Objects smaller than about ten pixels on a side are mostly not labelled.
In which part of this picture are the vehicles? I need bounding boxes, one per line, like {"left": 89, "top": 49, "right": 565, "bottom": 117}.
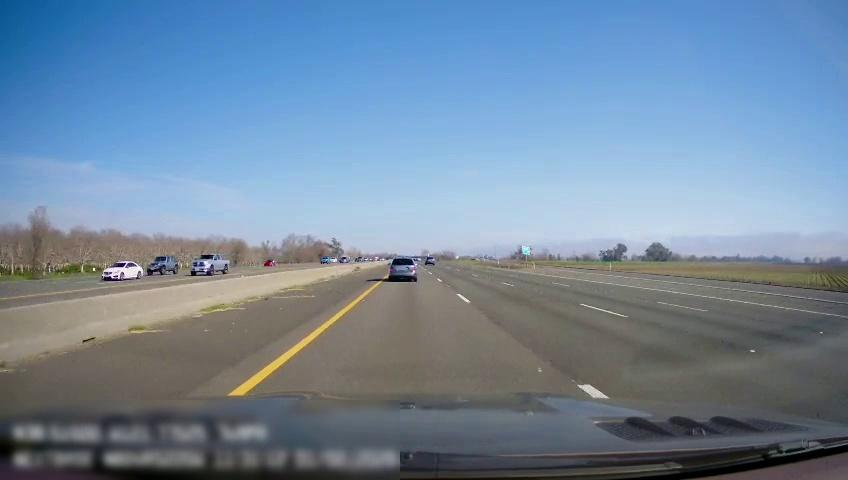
{"left": 320, "top": 256, "right": 332, "bottom": 265}
{"left": 388, "top": 257, "right": 417, "bottom": 282}
{"left": 146, "top": 255, "right": 179, "bottom": 276}
{"left": 264, "top": 258, "right": 277, "bottom": 267}
{"left": 190, "top": 253, "right": 231, "bottom": 276}
{"left": 424, "top": 257, "right": 435, "bottom": 266}
{"left": 101, "top": 261, "right": 143, "bottom": 282}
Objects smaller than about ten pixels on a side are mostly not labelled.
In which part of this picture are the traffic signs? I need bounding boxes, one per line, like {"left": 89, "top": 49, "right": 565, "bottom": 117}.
{"left": 522, "top": 244, "right": 531, "bottom": 255}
